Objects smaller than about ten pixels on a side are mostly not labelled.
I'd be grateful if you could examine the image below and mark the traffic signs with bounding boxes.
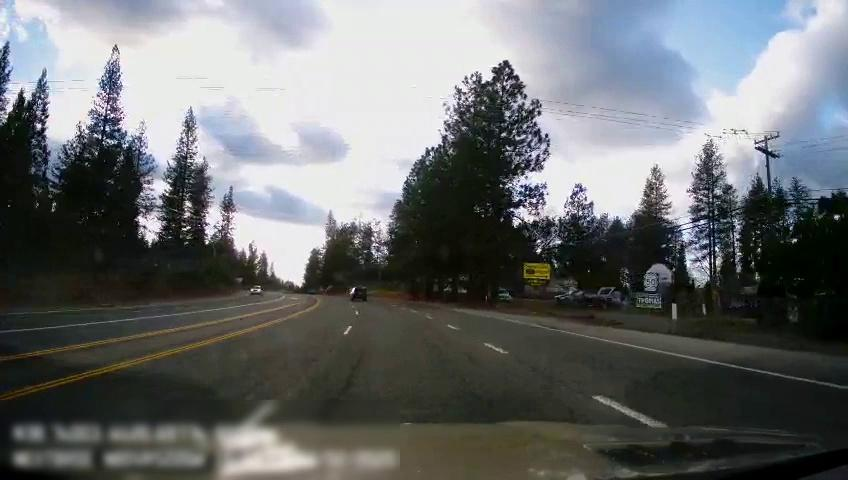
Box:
[635,292,661,309]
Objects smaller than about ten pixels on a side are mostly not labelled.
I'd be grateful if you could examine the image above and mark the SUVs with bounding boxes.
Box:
[250,285,264,296]
[348,286,368,301]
